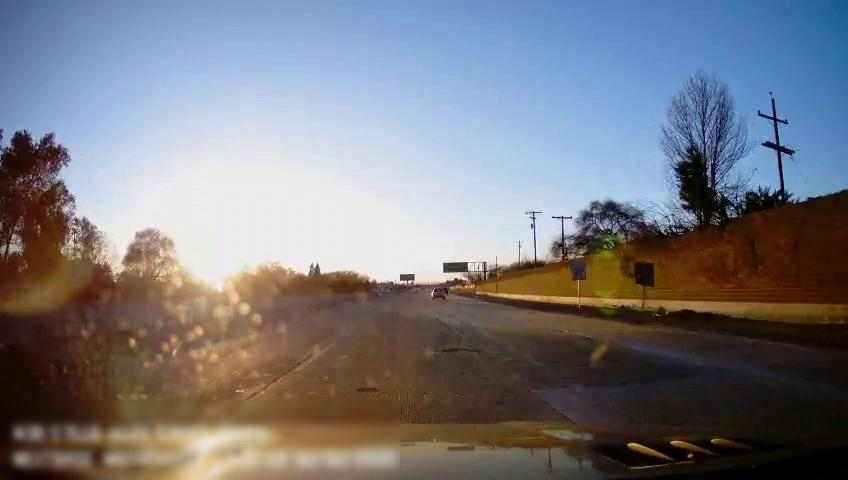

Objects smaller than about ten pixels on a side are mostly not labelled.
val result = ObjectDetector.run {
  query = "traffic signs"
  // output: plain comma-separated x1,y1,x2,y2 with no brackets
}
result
572,263,586,281
442,262,468,273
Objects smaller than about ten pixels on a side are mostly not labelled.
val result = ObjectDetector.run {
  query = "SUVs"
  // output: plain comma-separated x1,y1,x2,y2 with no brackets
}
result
432,288,446,301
